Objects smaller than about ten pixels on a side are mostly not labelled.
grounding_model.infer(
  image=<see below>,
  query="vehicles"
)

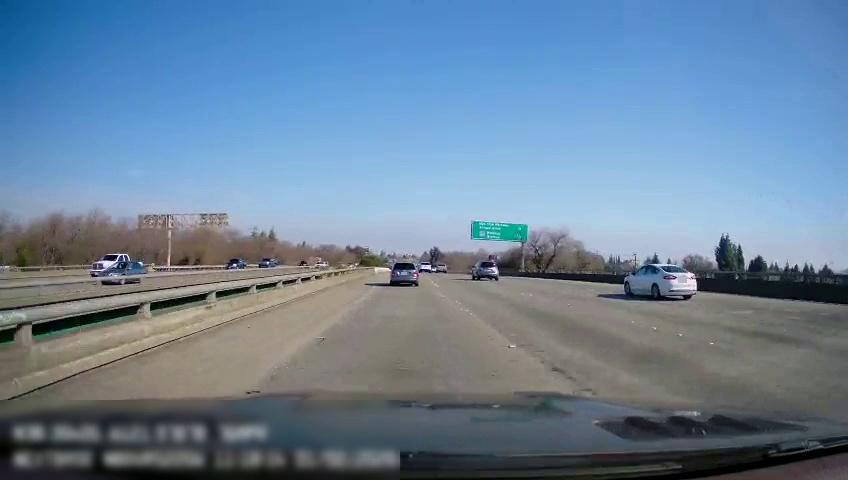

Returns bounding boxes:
[225,258,248,271]
[90,254,130,277]
[389,262,418,286]
[418,261,432,273]
[100,261,145,286]
[623,263,697,300]
[256,257,278,268]
[471,260,499,281]
[435,263,448,274]
[297,260,310,268]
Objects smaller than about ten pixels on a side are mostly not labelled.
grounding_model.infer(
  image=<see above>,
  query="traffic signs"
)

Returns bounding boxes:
[470,220,529,242]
